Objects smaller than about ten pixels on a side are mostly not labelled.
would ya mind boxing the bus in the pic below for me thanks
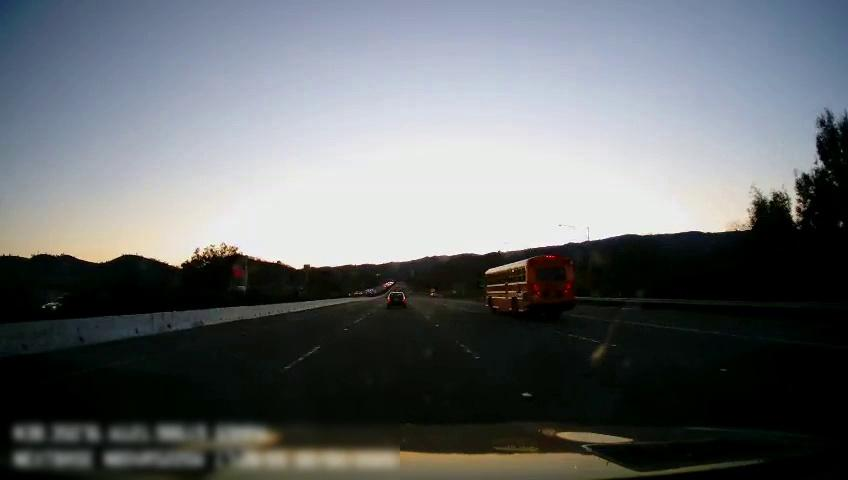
[485,255,576,320]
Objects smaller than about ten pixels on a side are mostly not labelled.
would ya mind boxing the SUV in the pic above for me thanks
[41,297,64,314]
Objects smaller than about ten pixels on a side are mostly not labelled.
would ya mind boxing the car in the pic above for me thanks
[387,292,407,309]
